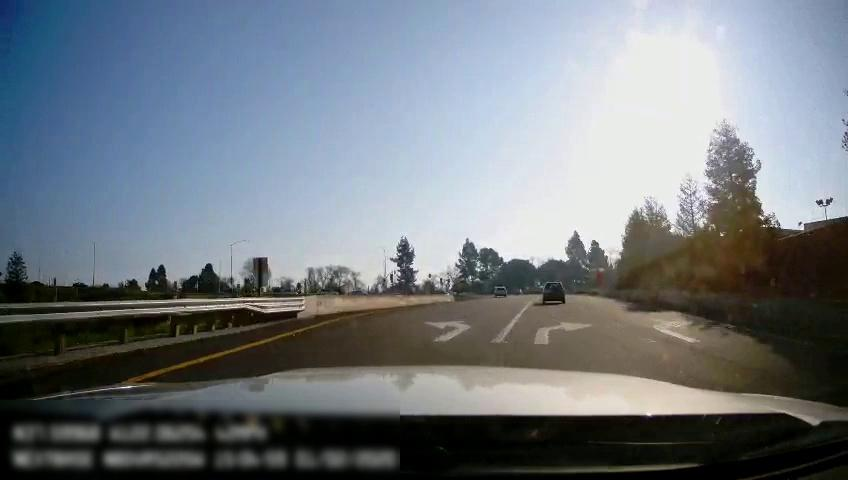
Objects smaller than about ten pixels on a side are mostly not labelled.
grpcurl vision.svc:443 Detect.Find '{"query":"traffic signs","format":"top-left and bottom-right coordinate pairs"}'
top-left (253, 257), bottom-right (269, 274)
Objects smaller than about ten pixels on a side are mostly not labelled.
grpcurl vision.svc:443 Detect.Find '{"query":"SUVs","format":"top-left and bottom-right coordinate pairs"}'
top-left (541, 282), bottom-right (566, 305)
top-left (493, 286), bottom-right (508, 296)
